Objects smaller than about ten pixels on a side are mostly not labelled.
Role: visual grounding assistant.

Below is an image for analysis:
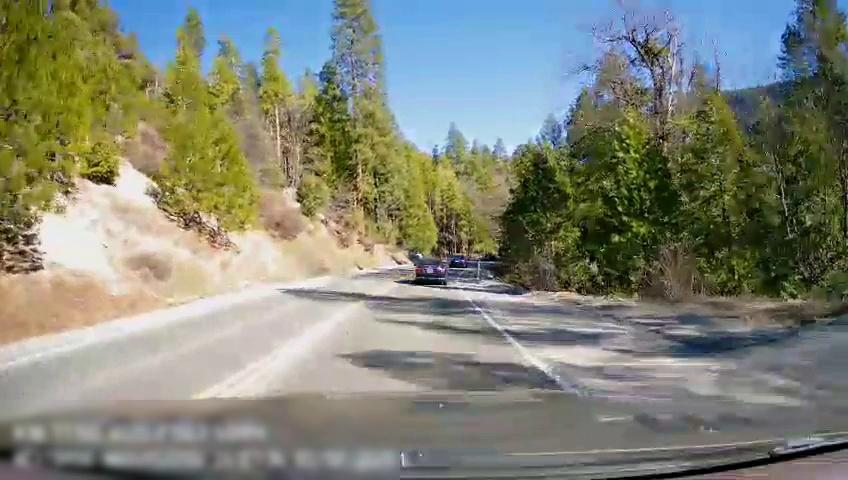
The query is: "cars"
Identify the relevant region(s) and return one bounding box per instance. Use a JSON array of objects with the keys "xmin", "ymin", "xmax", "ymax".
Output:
[
  {"xmin": 449, "ymin": 255, "xmax": 469, "ymax": 269},
  {"xmin": 413, "ymin": 258, "xmax": 449, "ymax": 286}
]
